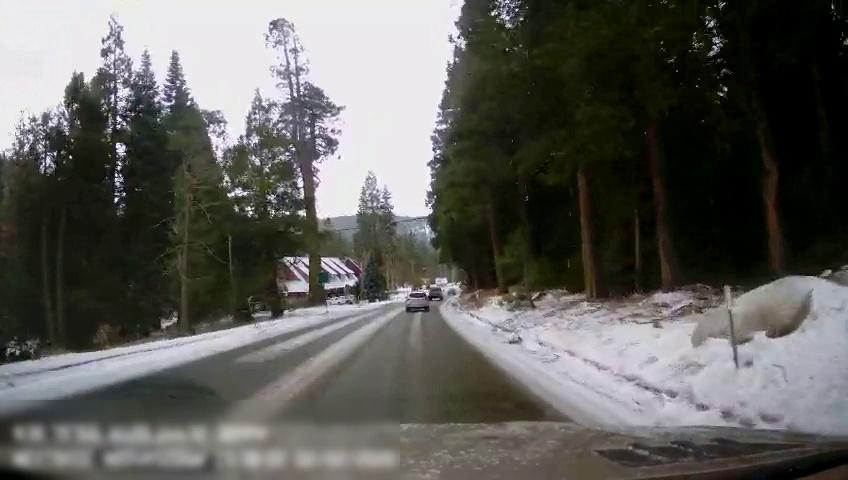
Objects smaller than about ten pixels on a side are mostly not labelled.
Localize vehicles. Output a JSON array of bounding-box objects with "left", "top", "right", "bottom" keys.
[
  {"left": 428, "top": 287, "right": 443, "bottom": 301},
  {"left": 325, "top": 297, "right": 346, "bottom": 305},
  {"left": 406, "top": 291, "right": 429, "bottom": 311}
]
